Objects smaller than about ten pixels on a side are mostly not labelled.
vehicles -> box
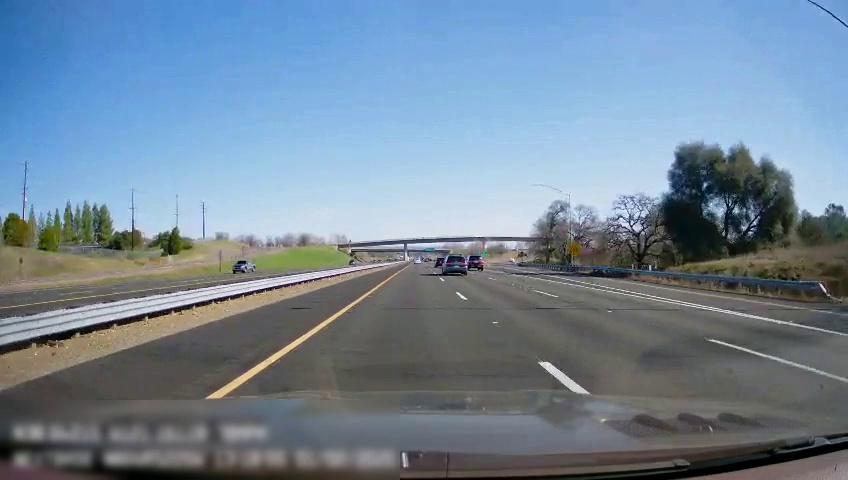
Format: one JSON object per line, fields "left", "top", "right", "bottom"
{"left": 231, "top": 260, "right": 257, "bottom": 275}
{"left": 467, "top": 256, "right": 484, "bottom": 271}
{"left": 442, "top": 254, "right": 468, "bottom": 274}
{"left": 434, "top": 257, "right": 444, "bottom": 268}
